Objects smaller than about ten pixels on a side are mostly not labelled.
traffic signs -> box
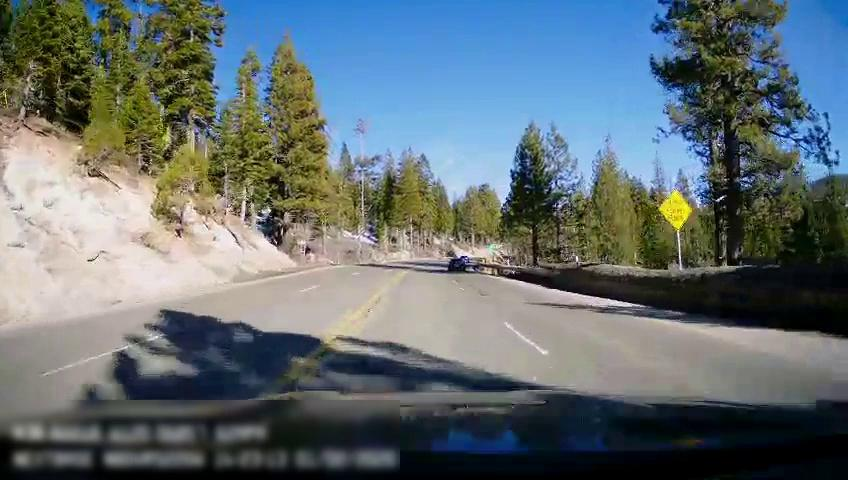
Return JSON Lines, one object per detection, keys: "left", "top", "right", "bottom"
{"left": 657, "top": 189, "right": 695, "bottom": 231}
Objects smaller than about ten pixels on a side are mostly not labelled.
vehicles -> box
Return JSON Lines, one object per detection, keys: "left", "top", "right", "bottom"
{"left": 447, "top": 258, "right": 467, "bottom": 272}
{"left": 459, "top": 255, "right": 471, "bottom": 263}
